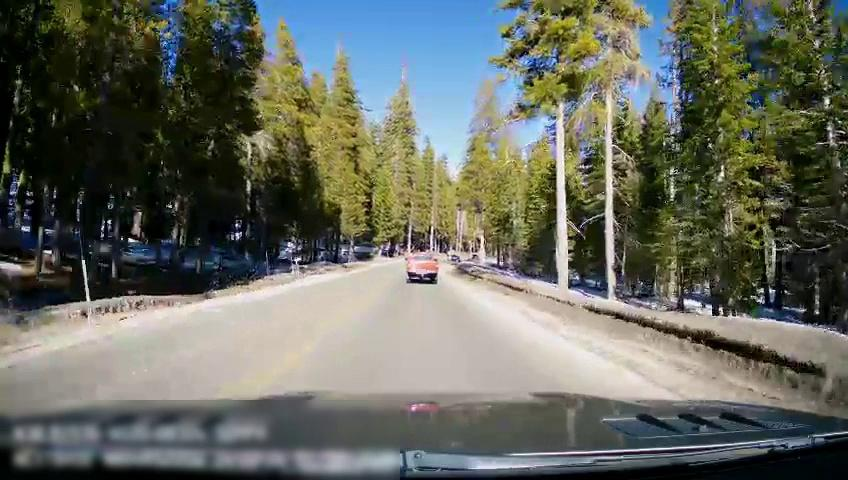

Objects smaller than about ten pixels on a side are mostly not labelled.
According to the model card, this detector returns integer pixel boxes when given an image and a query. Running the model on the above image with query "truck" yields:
[406,251,440,284]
